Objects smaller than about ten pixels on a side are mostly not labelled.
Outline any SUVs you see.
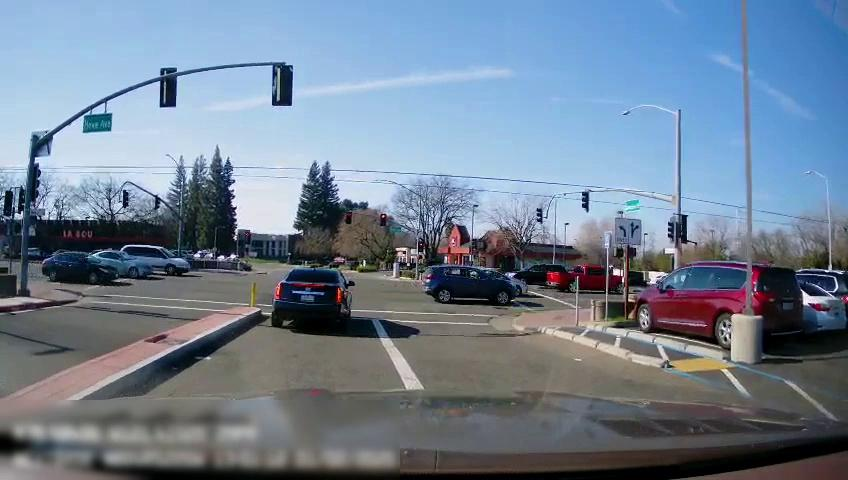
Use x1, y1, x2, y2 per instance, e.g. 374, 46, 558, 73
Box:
424, 265, 518, 305
505, 264, 567, 284
794, 268, 848, 316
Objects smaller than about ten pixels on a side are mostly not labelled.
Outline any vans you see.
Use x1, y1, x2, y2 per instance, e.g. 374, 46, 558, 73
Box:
120, 245, 189, 276
633, 263, 805, 351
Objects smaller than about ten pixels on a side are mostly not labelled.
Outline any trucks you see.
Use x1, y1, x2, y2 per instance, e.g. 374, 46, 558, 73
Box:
543, 264, 628, 294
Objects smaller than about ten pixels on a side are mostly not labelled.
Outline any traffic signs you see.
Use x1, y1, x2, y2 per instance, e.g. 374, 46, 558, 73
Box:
389, 227, 401, 233
615, 217, 641, 246
623, 199, 640, 213
83, 113, 112, 132
604, 233, 609, 249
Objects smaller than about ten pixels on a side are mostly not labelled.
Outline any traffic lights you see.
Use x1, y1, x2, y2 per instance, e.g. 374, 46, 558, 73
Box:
27, 163, 42, 202
154, 196, 160, 210
3, 190, 13, 217
680, 214, 688, 244
122, 189, 130, 208
472, 238, 478, 251
581, 191, 590, 212
18, 190, 27, 214
535, 207, 543, 224
272, 64, 294, 107
418, 239, 425, 252
667, 221, 675, 241
346, 211, 352, 224
380, 213, 387, 227
160, 67, 177, 107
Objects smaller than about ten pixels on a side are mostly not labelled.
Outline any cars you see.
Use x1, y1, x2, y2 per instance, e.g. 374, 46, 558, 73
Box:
21, 248, 40, 257
93, 251, 152, 279
40, 251, 120, 285
478, 268, 529, 297
798, 282, 848, 340
271, 267, 356, 328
